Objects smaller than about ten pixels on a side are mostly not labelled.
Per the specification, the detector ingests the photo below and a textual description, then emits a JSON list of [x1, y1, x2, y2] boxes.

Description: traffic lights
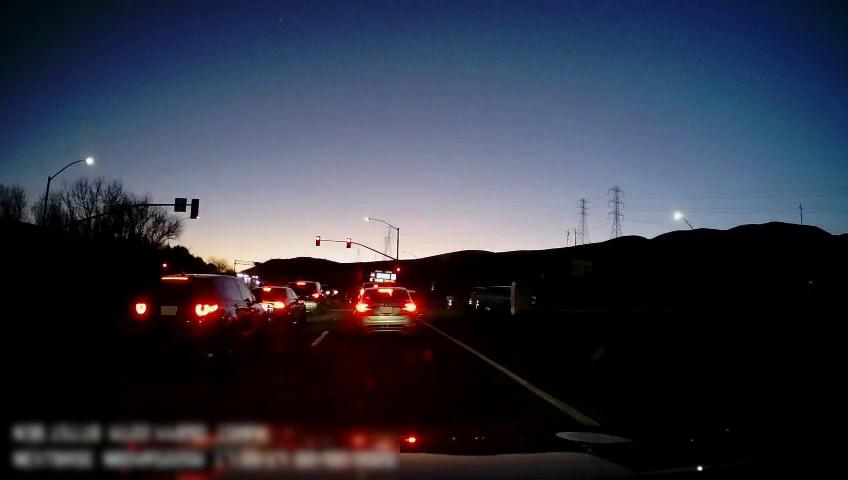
[[315, 235, 321, 247], [346, 236, 352, 249], [190, 198, 200, 220]]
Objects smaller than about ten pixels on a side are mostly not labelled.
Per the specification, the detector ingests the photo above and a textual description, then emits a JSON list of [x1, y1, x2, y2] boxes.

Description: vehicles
[[358, 283, 390, 300], [248, 285, 307, 337], [487, 285, 537, 308], [354, 286, 417, 335], [318, 283, 339, 300], [805, 279, 848, 304], [465, 288, 510, 311], [287, 280, 326, 316], [130, 274, 276, 373]]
